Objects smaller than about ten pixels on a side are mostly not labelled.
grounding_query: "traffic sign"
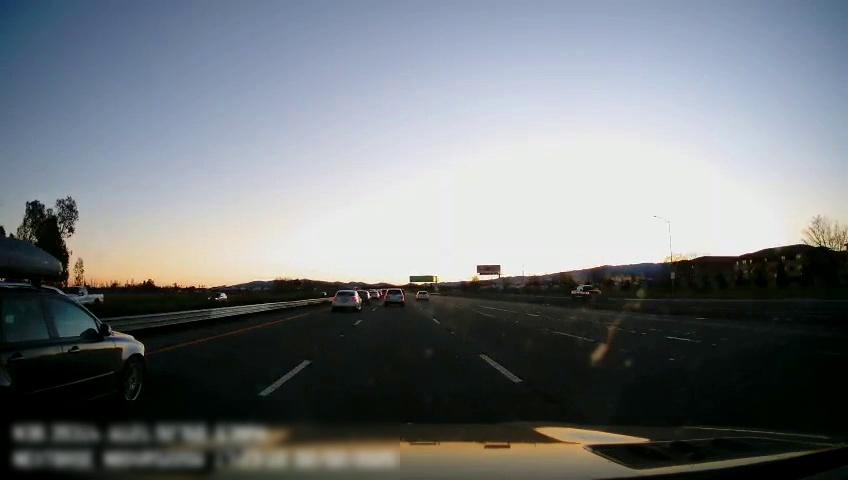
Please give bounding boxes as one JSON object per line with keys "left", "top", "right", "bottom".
{"left": 410, "top": 275, "right": 433, "bottom": 284}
